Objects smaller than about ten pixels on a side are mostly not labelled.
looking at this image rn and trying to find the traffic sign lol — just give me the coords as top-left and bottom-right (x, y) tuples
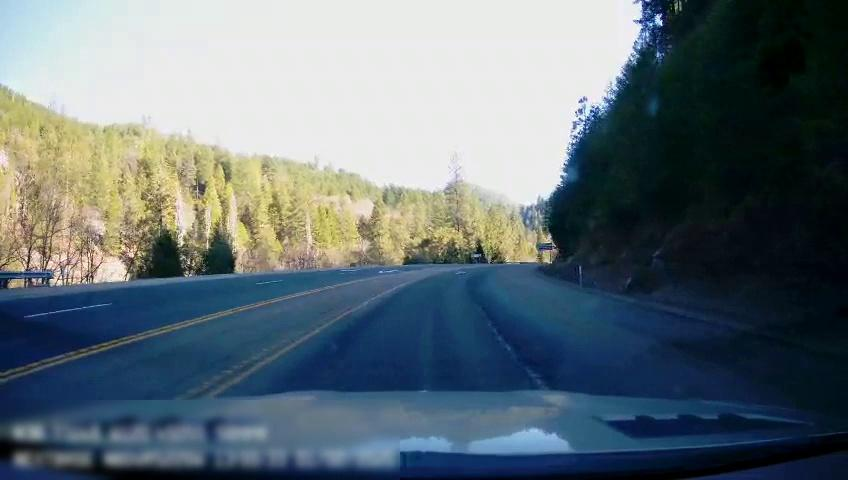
(536, 243), (553, 250)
